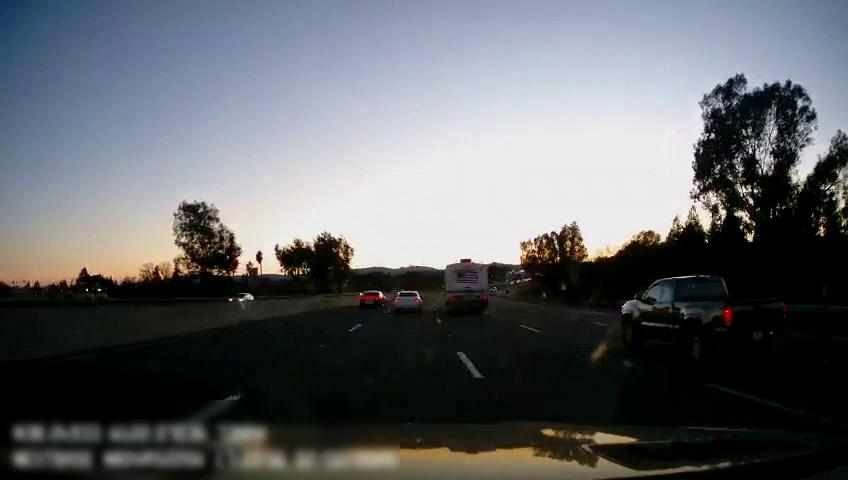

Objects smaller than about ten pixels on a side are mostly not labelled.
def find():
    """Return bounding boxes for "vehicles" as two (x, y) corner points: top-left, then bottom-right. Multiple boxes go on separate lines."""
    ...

(394, 290), (423, 313)
(620, 275), (788, 366)
(359, 291), (388, 308)
(227, 292), (254, 303)
(445, 262), (489, 314)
